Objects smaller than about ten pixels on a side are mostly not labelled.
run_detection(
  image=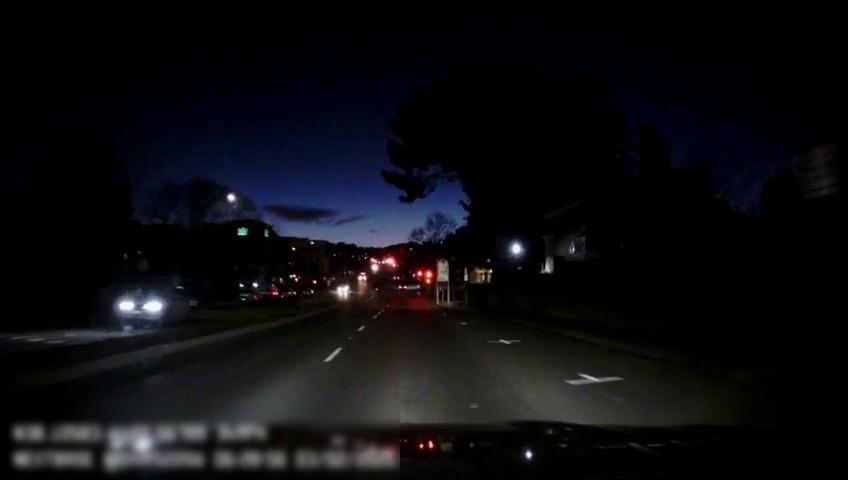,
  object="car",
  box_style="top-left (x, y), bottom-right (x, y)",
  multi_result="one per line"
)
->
top-left (118, 286), bottom-right (191, 325)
